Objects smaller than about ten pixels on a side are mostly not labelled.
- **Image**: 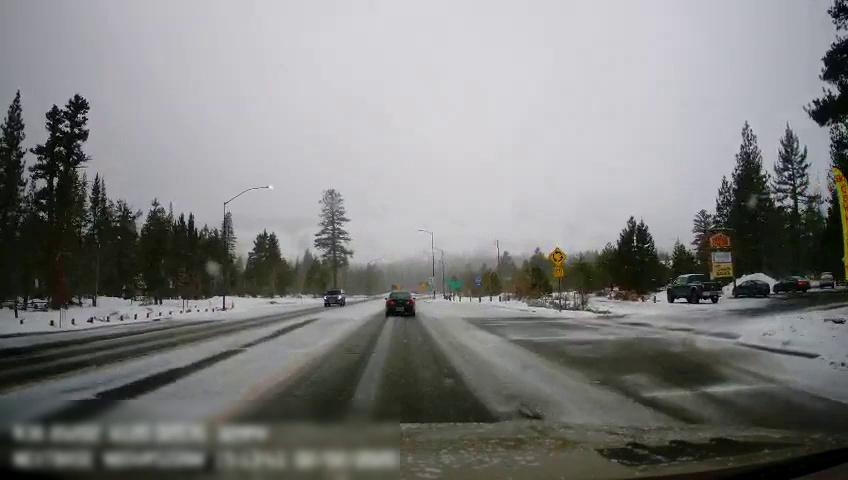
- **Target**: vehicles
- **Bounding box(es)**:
[732,279,770,298]
[820,274,835,288]
[773,276,811,294]
[384,291,417,317]
[324,289,346,307]
[666,274,723,305]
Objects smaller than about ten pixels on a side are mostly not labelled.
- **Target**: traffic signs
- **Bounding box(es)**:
[553,267,564,277]
[550,247,566,266]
